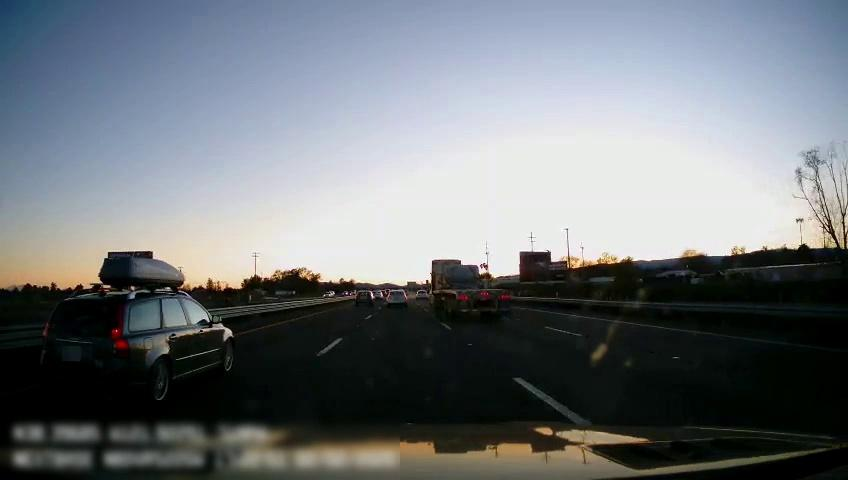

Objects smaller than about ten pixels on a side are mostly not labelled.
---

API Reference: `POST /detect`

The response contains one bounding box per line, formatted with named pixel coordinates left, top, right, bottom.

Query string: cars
left=415, top=289, right=429, bottom=300
left=372, top=290, right=385, bottom=301
left=356, top=291, right=375, bottom=306
left=41, top=255, right=237, bottom=406
left=385, top=290, right=408, bottom=306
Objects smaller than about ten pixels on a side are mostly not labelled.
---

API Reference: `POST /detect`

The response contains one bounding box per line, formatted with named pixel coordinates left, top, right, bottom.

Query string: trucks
left=424, top=258, right=513, bottom=322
